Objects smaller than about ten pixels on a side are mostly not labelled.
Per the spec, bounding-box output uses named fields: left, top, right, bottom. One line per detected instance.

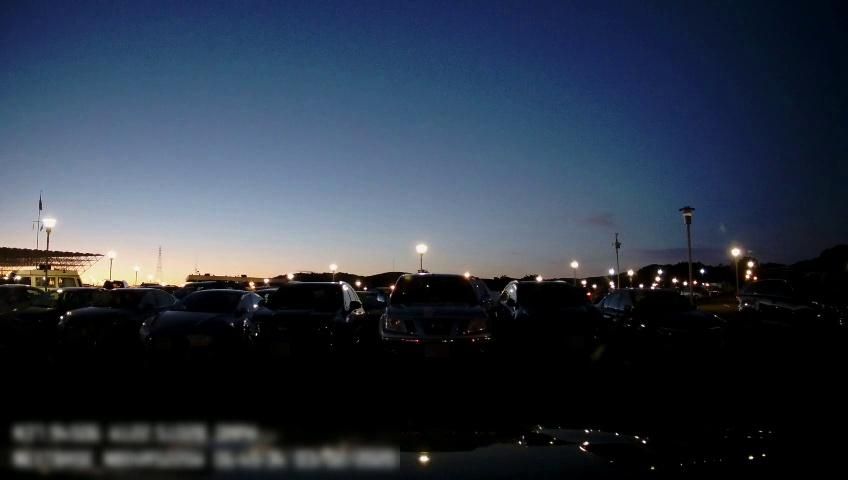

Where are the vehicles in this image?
left=137, top=288, right=266, bottom=365
left=737, top=276, right=848, bottom=345
left=0, top=266, right=82, bottom=294
left=373, top=271, right=503, bottom=381
left=590, top=288, right=738, bottom=371
left=102, top=279, right=129, bottom=290
left=52, top=287, right=179, bottom=355
left=0, top=283, right=47, bottom=323
left=240, top=279, right=372, bottom=373
left=3, top=288, right=109, bottom=337
left=491, top=278, right=614, bottom=366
